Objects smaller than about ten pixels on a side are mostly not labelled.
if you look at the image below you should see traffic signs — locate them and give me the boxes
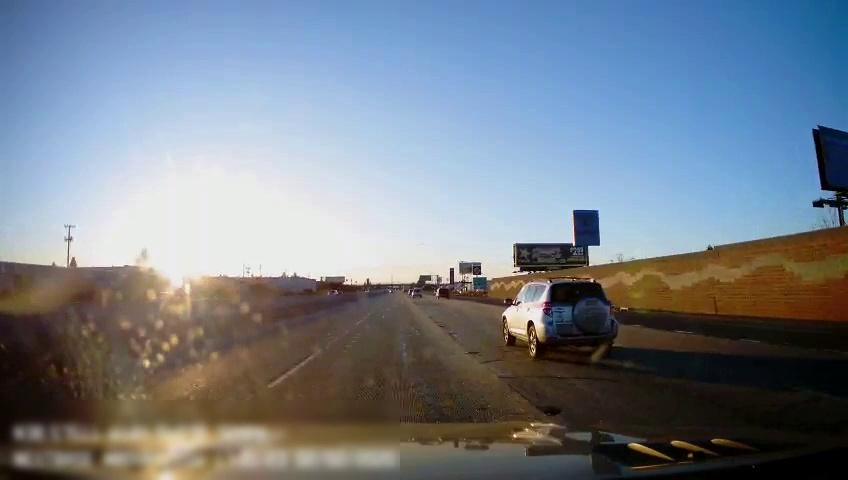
[472,277,487,287]
[420,274,432,281]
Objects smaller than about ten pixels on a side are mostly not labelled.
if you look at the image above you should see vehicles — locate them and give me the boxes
[327,289,339,296]
[435,288,450,300]
[501,281,619,360]
[411,289,422,298]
